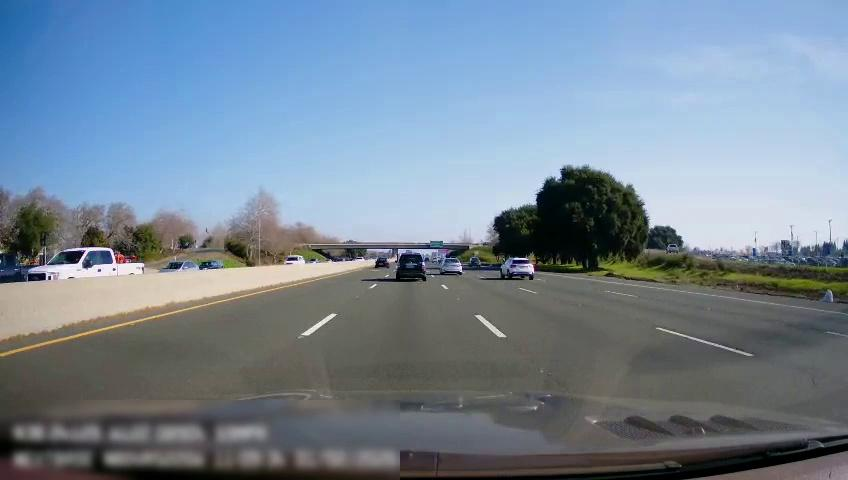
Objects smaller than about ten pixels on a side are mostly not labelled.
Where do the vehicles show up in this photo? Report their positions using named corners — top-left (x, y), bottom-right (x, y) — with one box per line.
top-left (395, 252), bottom-right (427, 282)
top-left (439, 257), bottom-right (463, 276)
top-left (499, 257), bottom-right (536, 281)
top-left (160, 260), bottom-right (200, 273)
top-left (198, 260), bottom-right (224, 271)
top-left (0, 253), bottom-right (42, 284)
top-left (666, 243), bottom-right (679, 255)
top-left (468, 257), bottom-right (481, 267)
top-left (26, 246), bottom-right (144, 282)
top-left (284, 255), bottom-right (305, 266)
top-left (374, 257), bottom-right (390, 269)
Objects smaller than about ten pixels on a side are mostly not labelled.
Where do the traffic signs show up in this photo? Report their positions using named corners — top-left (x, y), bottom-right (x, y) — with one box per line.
top-left (429, 240), bottom-right (444, 249)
